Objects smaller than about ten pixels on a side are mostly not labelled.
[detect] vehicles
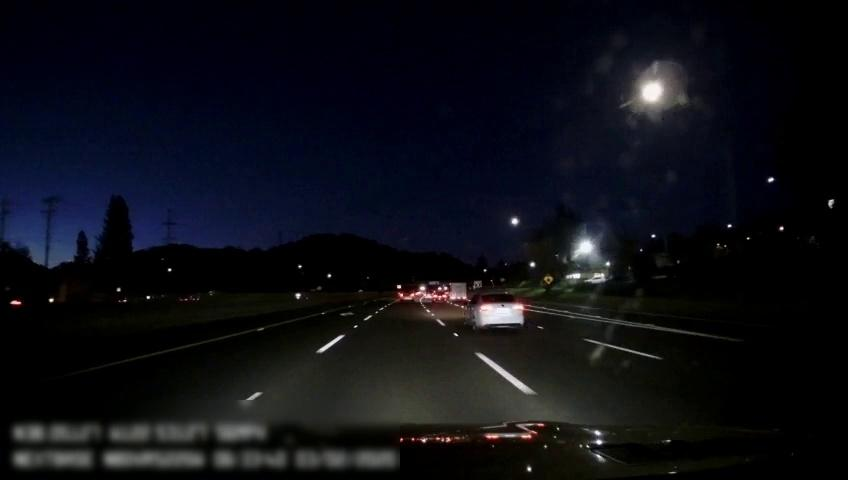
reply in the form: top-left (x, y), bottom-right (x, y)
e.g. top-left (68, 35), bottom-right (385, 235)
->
top-left (448, 282), bottom-right (467, 305)
top-left (432, 290), bottom-right (447, 302)
top-left (399, 289), bottom-right (415, 302)
top-left (463, 291), bottom-right (525, 332)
